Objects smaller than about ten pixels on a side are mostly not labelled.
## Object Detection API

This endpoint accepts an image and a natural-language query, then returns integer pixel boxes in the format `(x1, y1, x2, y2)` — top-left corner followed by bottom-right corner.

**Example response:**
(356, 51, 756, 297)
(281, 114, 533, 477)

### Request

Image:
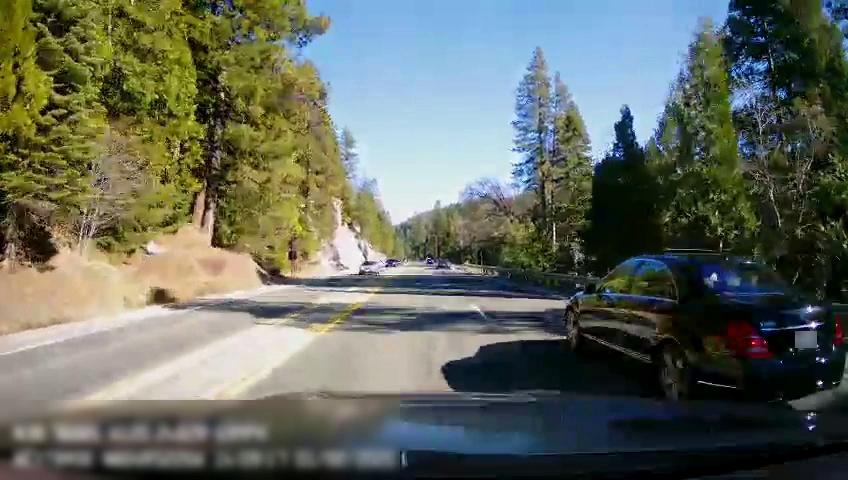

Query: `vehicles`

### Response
(564, 253, 845, 400)
(384, 257, 401, 268)
(433, 258, 449, 269)
(359, 260, 380, 275)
